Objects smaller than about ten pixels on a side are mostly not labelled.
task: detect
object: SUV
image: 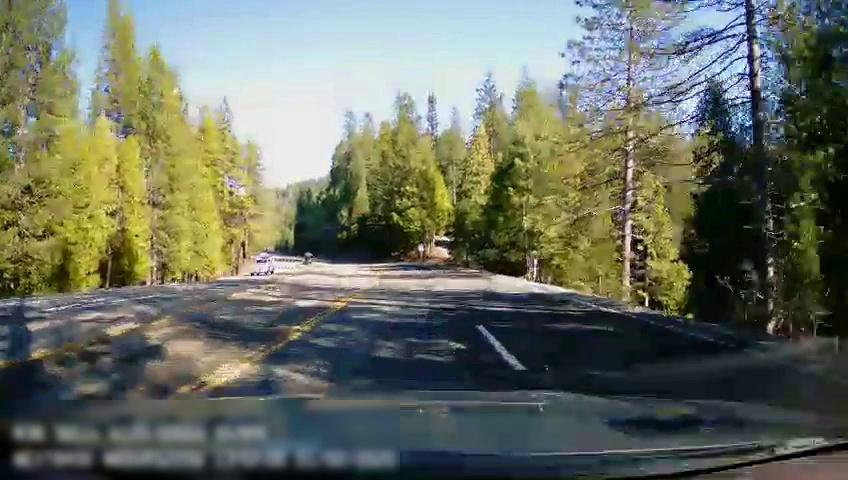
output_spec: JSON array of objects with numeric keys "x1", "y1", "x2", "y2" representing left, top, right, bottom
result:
[{"x1": 249, "y1": 255, "x2": 277, "y2": 277}]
